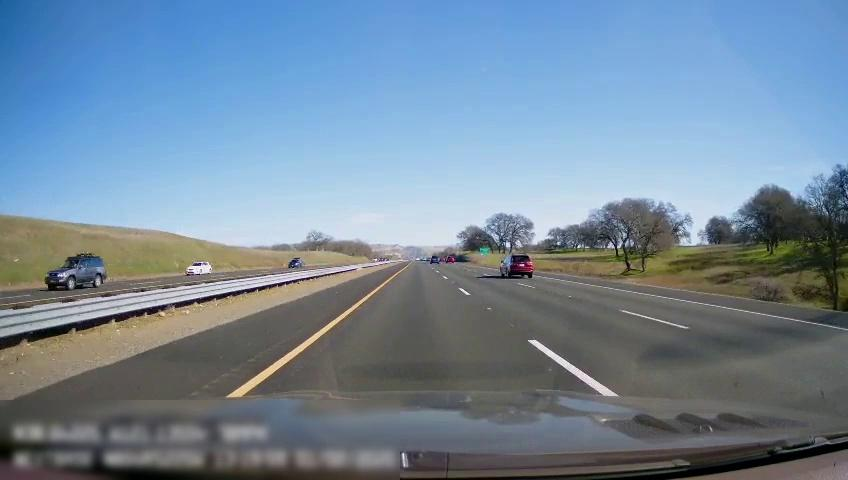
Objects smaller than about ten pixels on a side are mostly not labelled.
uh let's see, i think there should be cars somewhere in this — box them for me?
[500,254,534,279]
[185,261,213,276]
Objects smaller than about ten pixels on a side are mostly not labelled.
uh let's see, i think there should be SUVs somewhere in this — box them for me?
[44,255,107,292]
[288,257,304,269]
